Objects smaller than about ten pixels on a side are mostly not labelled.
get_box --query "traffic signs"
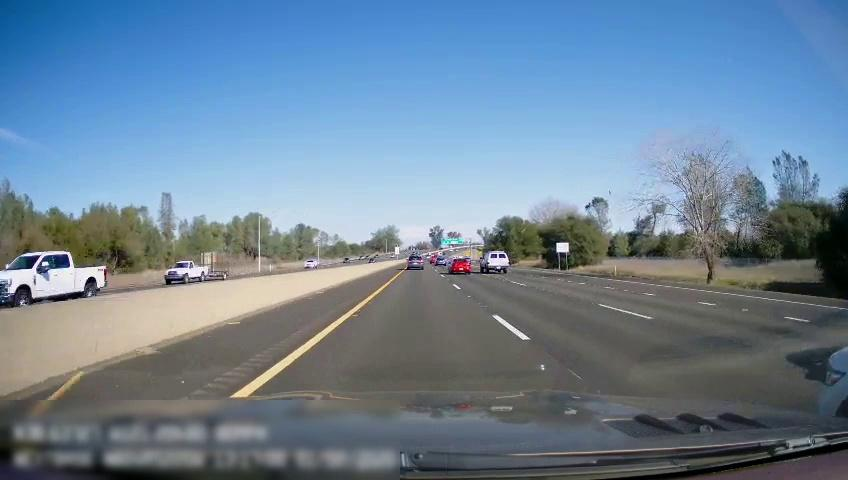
[556,242,569,253]
[200,251,216,267]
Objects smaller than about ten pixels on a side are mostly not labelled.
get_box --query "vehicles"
[448,258,472,274]
[479,251,509,273]
[0,251,108,307]
[815,348,848,434]
[163,261,228,286]
[407,255,425,270]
